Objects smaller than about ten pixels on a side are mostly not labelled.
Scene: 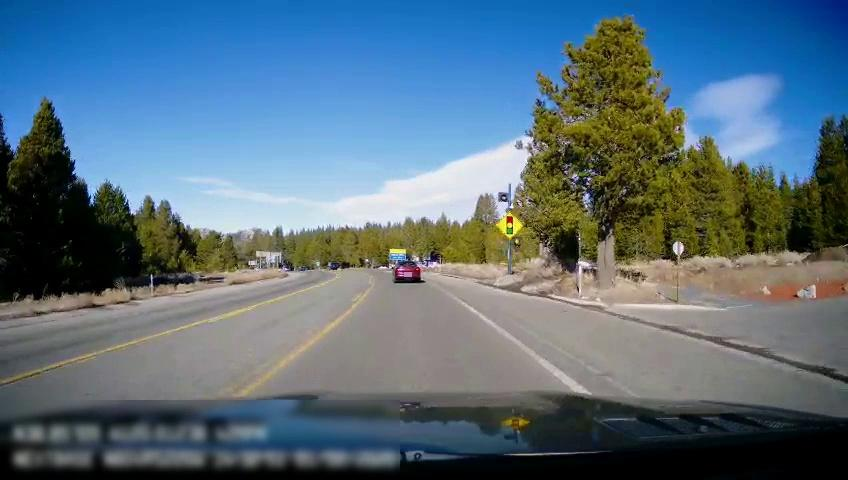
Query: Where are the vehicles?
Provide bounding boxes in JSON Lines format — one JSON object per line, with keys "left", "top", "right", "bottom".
{"left": 392, "top": 261, "right": 421, "bottom": 283}
{"left": 328, "top": 262, "right": 340, "bottom": 271}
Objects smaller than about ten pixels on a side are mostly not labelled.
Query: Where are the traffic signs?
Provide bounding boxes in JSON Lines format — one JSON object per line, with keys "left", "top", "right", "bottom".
{"left": 495, "top": 212, "right": 523, "bottom": 240}
{"left": 388, "top": 248, "right": 407, "bottom": 261}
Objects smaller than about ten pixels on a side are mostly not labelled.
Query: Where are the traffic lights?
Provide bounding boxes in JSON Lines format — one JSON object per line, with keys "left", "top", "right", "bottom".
{"left": 498, "top": 193, "right": 510, "bottom": 202}
{"left": 512, "top": 237, "right": 521, "bottom": 246}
